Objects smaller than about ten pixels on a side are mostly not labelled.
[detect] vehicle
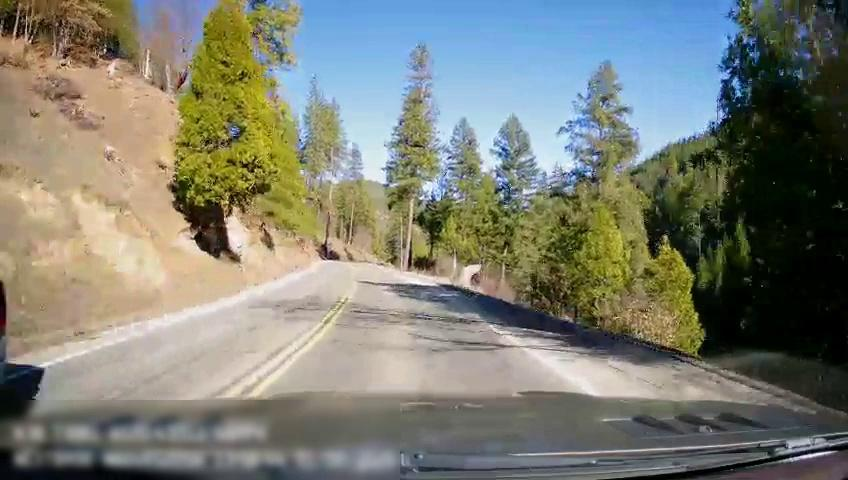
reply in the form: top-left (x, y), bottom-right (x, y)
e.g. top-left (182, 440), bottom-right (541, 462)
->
top-left (0, 281), bottom-right (8, 362)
